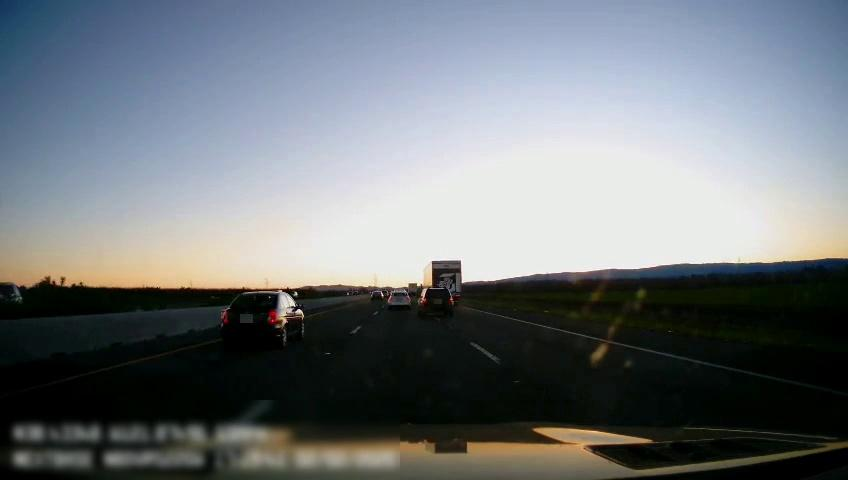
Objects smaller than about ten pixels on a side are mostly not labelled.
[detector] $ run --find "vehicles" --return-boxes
[219,290,306,350]
[0,281,24,306]
[370,290,384,302]
[420,260,462,307]
[417,287,455,318]
[387,291,411,311]
[408,283,417,297]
